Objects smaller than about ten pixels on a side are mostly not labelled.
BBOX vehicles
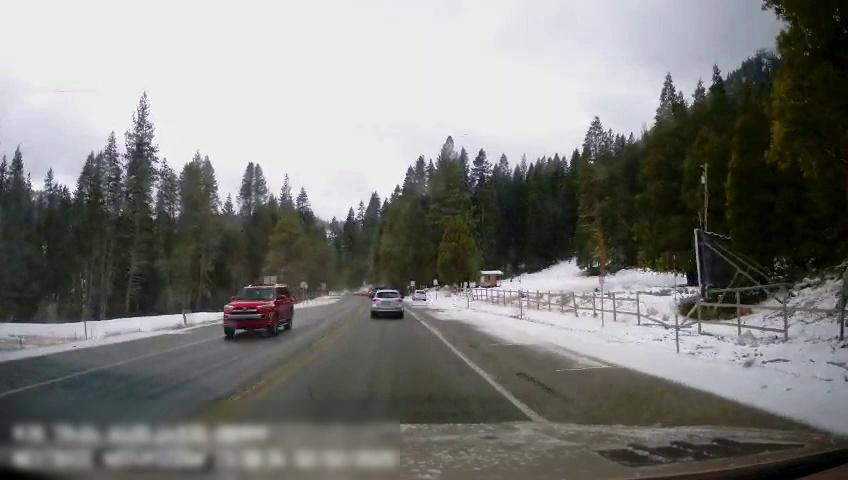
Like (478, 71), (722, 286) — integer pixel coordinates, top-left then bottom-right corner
(412, 290), (426, 301)
(371, 290), (405, 318)
(222, 284), (294, 338)
(372, 287), (391, 301)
